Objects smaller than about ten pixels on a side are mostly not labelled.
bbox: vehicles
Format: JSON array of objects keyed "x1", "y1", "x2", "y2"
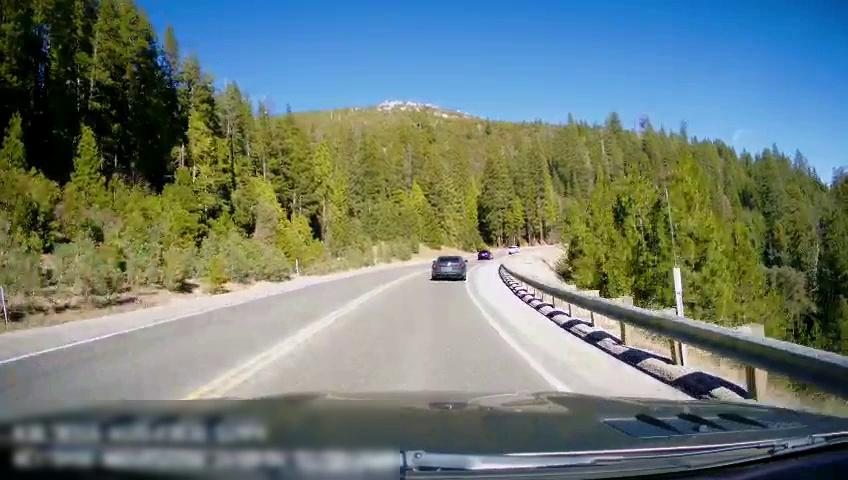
[
  {"x1": 431, "y1": 254, "x2": 468, "y2": 281},
  {"x1": 507, "y1": 246, "x2": 519, "y2": 255},
  {"x1": 478, "y1": 247, "x2": 493, "y2": 261}
]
